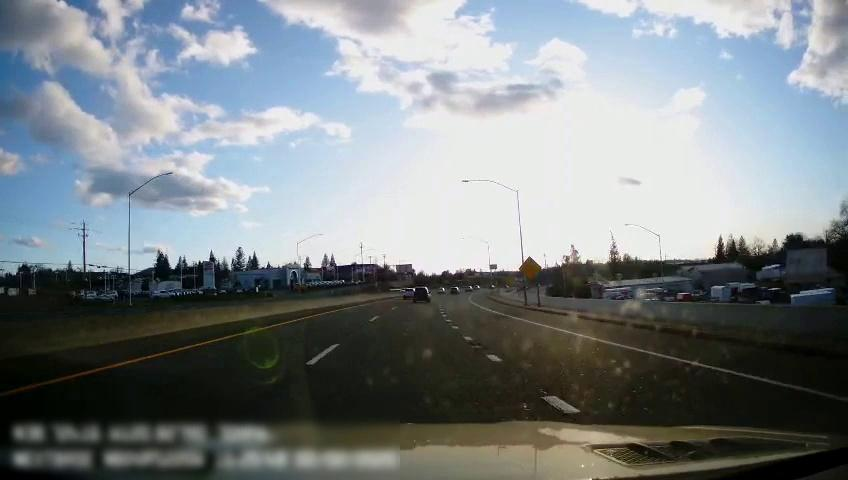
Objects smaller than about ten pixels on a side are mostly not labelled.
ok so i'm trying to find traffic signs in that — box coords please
[518,255,543,282]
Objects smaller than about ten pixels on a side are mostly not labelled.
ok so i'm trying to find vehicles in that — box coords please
[403,287,416,300]
[413,287,431,303]
[449,286,460,295]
